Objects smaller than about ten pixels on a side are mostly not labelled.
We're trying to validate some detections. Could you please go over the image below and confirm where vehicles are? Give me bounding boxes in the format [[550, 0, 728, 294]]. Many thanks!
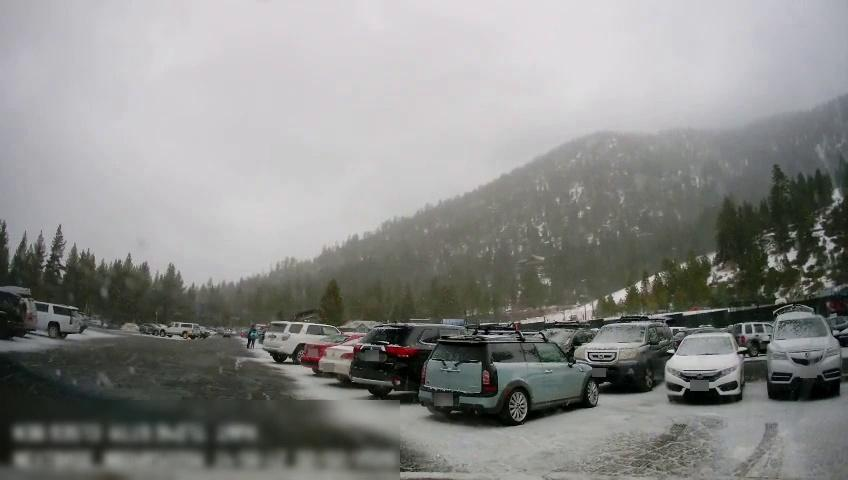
[[35, 301, 82, 340], [262, 321, 343, 366], [573, 322, 674, 393], [545, 329, 599, 359], [159, 322, 201, 340], [303, 334, 366, 375], [0, 291, 26, 338], [830, 323, 848, 346], [416, 338, 599, 426], [349, 324, 476, 397], [674, 331, 701, 349], [664, 333, 750, 403], [25, 301, 37, 335], [80, 313, 91, 334], [317, 338, 361, 388], [728, 322, 772, 356], [757, 311, 844, 404]]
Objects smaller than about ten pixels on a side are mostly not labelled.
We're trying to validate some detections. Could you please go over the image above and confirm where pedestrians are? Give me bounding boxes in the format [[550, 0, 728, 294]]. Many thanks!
[[251, 328, 258, 349], [247, 329, 252, 349]]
